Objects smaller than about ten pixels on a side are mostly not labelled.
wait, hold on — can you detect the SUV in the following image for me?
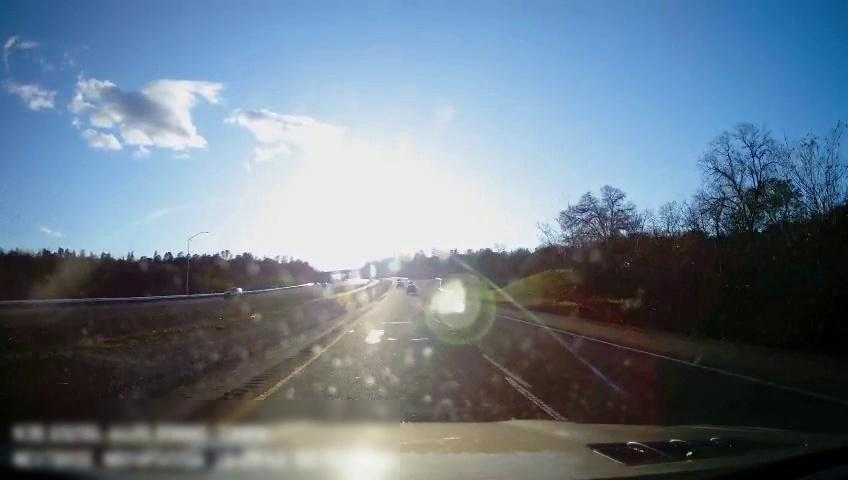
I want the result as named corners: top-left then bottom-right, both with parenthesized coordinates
top-left (223, 286), bottom-right (245, 299)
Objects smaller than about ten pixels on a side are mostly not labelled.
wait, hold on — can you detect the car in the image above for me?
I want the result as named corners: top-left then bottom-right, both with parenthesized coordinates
top-left (406, 284), bottom-right (418, 295)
